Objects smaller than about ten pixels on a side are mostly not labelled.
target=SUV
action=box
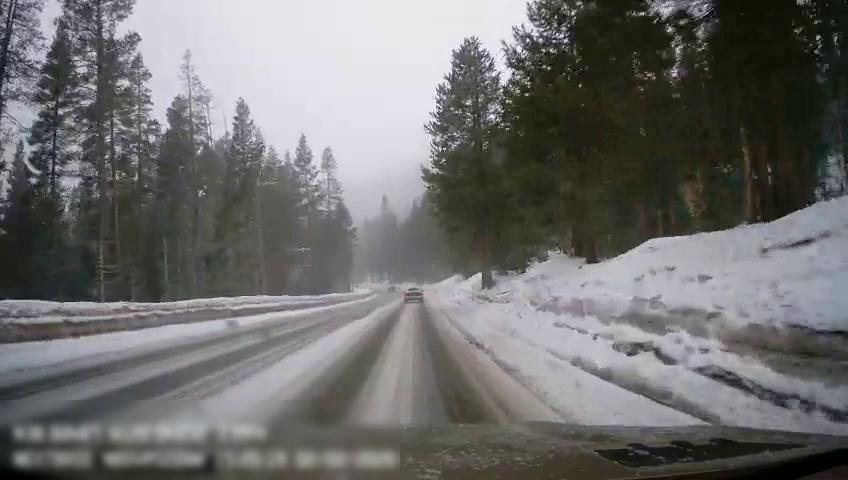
[403,285,425,304]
